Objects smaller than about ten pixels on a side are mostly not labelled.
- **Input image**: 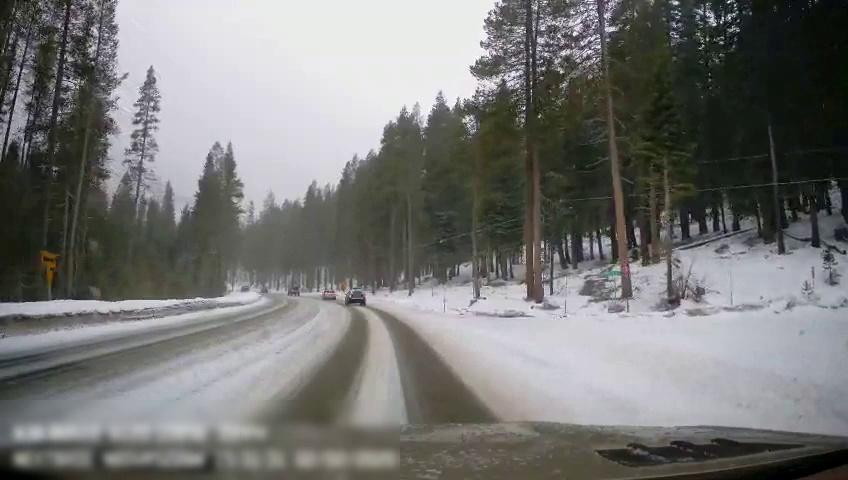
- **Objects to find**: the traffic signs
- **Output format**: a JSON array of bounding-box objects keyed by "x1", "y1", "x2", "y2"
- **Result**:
[
  {"x1": 40, "y1": 250, "x2": 57, "y2": 268},
  {"x1": 606, "y1": 271, "x2": 622, "y2": 276},
  {"x1": 621, "y1": 261, "x2": 630, "y2": 278},
  {"x1": 46, "y1": 270, "x2": 53, "y2": 281}
]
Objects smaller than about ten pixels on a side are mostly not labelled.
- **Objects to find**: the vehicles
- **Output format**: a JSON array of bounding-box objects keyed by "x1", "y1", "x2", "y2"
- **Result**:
[
  {"x1": 287, "y1": 288, "x2": 300, "y2": 297},
  {"x1": 322, "y1": 290, "x2": 337, "y2": 301},
  {"x1": 345, "y1": 287, "x2": 366, "y2": 306}
]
